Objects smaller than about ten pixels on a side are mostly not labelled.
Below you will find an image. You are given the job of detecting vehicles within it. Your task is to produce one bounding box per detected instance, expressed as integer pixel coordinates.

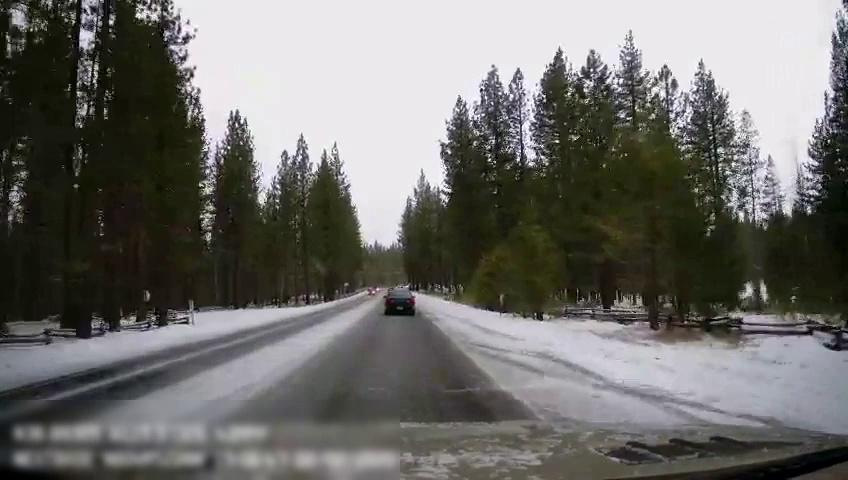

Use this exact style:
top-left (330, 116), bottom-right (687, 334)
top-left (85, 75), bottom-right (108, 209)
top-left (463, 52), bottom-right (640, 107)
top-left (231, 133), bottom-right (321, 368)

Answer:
top-left (384, 288), bottom-right (415, 316)
top-left (366, 287), bottom-right (377, 296)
